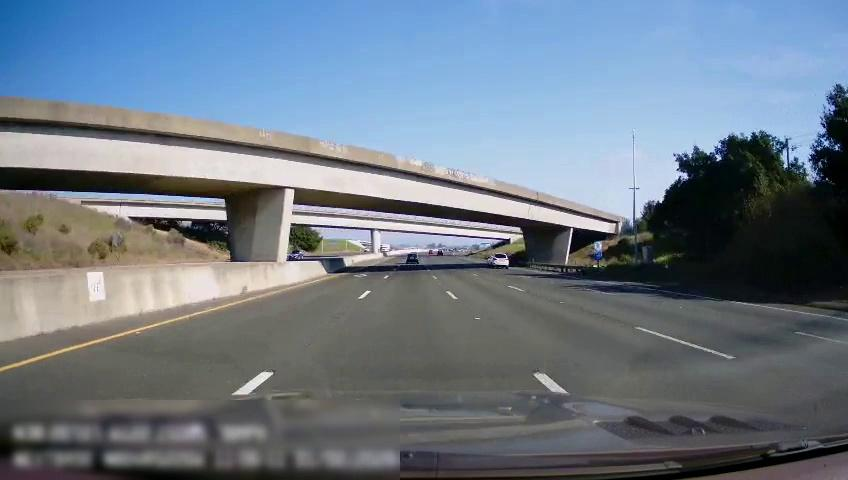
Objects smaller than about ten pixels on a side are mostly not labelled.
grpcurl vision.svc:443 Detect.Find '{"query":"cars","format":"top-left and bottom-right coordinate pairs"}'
top-left (288, 250), bottom-right (304, 262)
top-left (406, 254), bottom-right (418, 264)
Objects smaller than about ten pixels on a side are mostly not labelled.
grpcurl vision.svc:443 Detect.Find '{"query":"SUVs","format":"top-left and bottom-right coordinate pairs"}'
top-left (488, 254), bottom-right (509, 269)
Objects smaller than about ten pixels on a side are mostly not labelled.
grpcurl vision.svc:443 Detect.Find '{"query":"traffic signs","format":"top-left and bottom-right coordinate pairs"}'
top-left (593, 241), bottom-right (603, 260)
